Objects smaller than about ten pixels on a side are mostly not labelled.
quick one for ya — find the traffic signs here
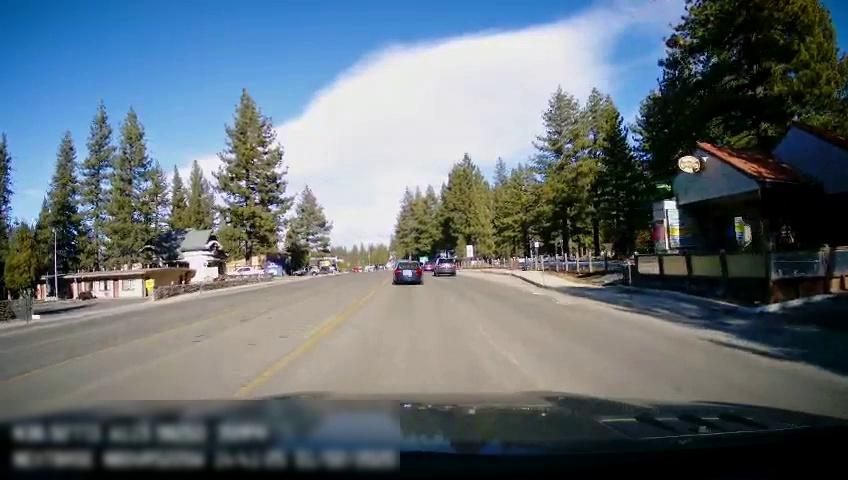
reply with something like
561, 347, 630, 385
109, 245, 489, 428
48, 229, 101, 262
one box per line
466, 245, 475, 258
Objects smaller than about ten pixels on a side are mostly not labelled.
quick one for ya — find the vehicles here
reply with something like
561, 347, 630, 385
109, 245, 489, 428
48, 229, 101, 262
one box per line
394, 260, 423, 284
311, 265, 336, 276
422, 260, 436, 271
435, 257, 458, 277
